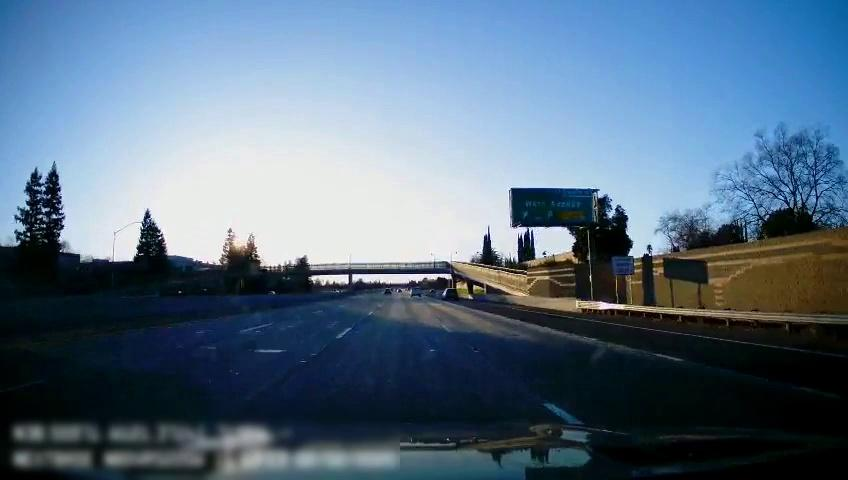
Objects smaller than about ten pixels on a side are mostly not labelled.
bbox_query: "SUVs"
[382,287,392,295]
[441,287,459,300]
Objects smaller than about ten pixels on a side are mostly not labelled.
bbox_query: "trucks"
[409,286,423,297]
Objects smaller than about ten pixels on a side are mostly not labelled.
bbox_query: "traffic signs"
[510,188,598,227]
